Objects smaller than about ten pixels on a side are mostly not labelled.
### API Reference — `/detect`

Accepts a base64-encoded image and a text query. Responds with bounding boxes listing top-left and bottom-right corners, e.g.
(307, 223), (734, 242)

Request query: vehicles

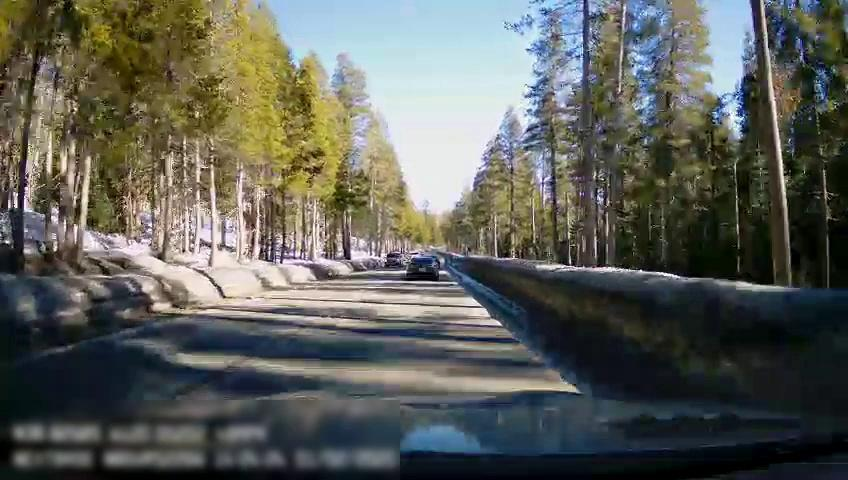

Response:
(431, 254), (442, 267)
(384, 251), (403, 268)
(406, 255), (438, 280)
